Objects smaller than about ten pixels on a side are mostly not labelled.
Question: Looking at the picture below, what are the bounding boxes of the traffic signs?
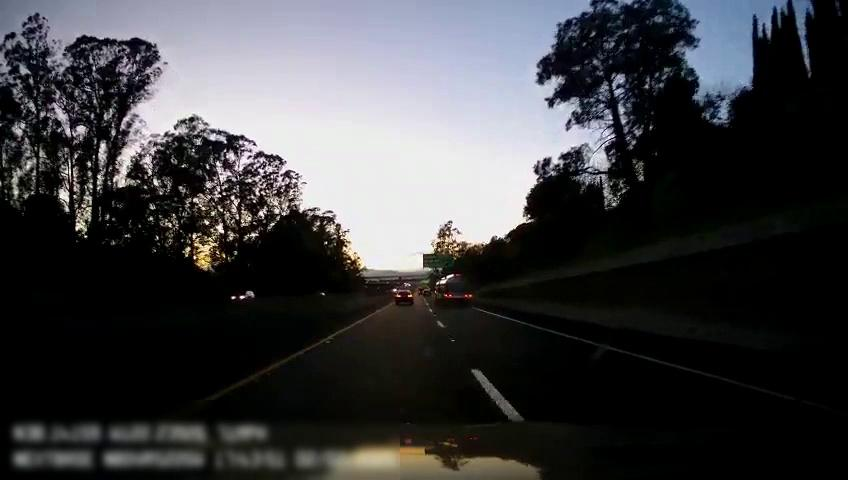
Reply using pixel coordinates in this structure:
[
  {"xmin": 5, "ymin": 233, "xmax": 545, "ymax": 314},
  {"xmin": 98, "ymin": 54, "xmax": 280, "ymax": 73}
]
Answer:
[{"xmin": 421, "ymin": 252, "xmax": 452, "ymax": 271}]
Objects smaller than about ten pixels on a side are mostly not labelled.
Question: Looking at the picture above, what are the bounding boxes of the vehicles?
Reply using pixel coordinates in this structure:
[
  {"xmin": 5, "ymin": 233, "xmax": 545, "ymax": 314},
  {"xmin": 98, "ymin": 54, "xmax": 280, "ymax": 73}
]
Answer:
[
  {"xmin": 228, "ymin": 289, "xmax": 254, "ymax": 303},
  {"xmin": 392, "ymin": 290, "xmax": 414, "ymax": 306},
  {"xmin": 433, "ymin": 273, "xmax": 473, "ymax": 306}
]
